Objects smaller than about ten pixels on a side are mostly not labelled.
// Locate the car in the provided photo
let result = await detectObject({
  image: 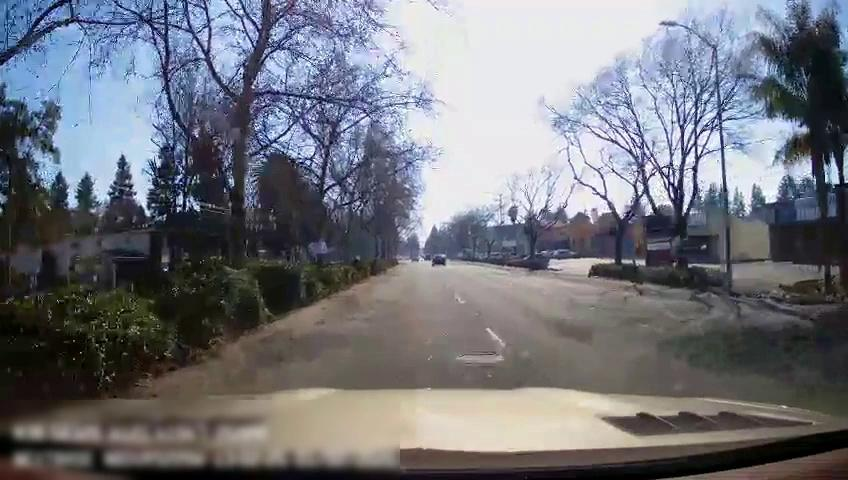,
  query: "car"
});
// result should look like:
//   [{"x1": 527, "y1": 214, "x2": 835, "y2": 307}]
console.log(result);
[{"x1": 432, "y1": 254, "x2": 446, "y2": 265}]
